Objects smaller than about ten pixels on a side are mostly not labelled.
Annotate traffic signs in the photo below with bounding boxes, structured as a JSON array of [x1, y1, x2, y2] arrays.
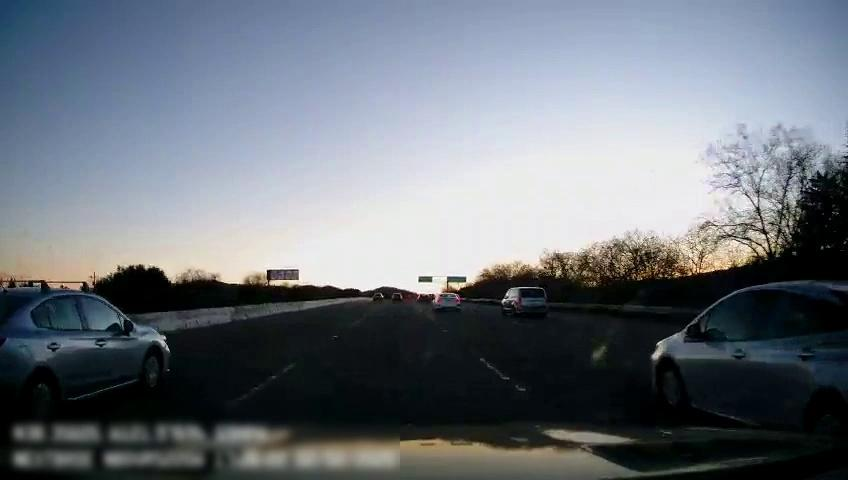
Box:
[[447, 277, 467, 283], [418, 276, 432, 282]]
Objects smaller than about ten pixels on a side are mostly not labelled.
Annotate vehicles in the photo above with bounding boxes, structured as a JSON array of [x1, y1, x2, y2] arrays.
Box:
[[416, 294, 430, 304], [372, 292, 384, 303], [392, 293, 403, 302], [432, 293, 461, 313], [501, 287, 548, 318], [0, 287, 173, 448], [649, 280, 848, 444]]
